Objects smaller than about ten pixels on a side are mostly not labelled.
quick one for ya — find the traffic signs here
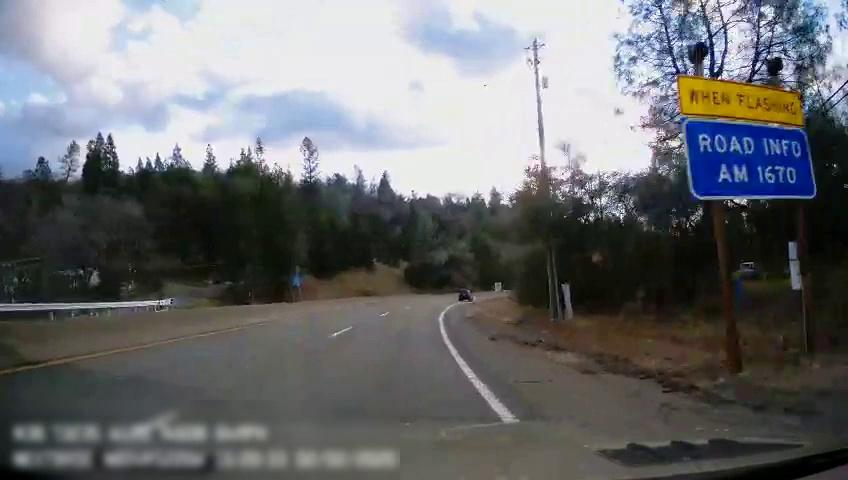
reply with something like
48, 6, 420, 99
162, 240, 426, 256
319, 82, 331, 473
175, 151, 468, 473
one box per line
292, 276, 301, 287
681, 117, 817, 201
676, 74, 806, 127
494, 281, 502, 292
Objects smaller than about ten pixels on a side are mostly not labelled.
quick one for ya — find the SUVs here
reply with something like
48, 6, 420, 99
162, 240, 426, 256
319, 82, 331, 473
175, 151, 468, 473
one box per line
458, 289, 474, 302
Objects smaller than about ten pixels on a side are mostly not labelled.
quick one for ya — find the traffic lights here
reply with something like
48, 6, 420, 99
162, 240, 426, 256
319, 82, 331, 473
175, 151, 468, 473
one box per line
687, 40, 710, 64
764, 55, 785, 76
